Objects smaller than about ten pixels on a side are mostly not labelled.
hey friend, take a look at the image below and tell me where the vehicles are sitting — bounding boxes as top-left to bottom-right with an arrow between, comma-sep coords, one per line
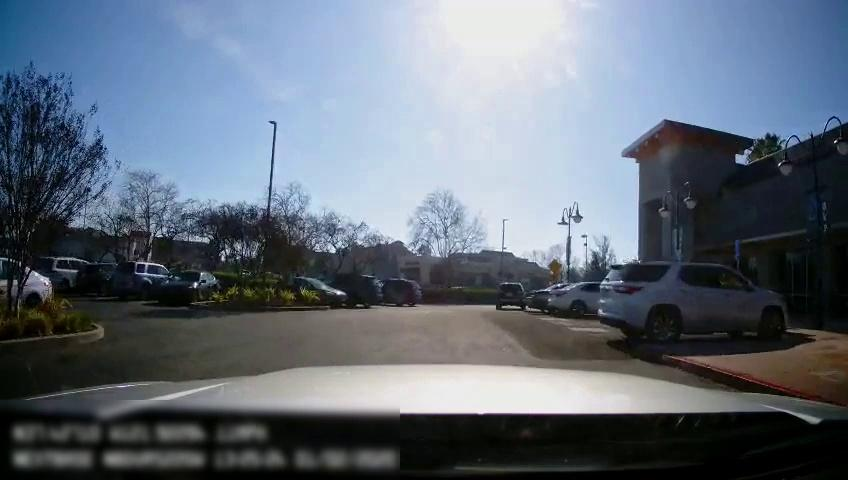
598,263 -> 791,352
546,281 -> 622,319
159,270 -> 221,303
113,261 -> 182,302
494,281 -> 526,312
279,277 -> 346,306
378,279 -> 423,307
77,262 -> 130,297
322,274 -> 386,308
32,256 -> 97,296
0,258 -> 54,309
528,283 -> 576,312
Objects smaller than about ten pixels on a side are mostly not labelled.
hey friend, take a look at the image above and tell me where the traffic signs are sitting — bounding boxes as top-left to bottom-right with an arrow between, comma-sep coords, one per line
548,259 -> 561,273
